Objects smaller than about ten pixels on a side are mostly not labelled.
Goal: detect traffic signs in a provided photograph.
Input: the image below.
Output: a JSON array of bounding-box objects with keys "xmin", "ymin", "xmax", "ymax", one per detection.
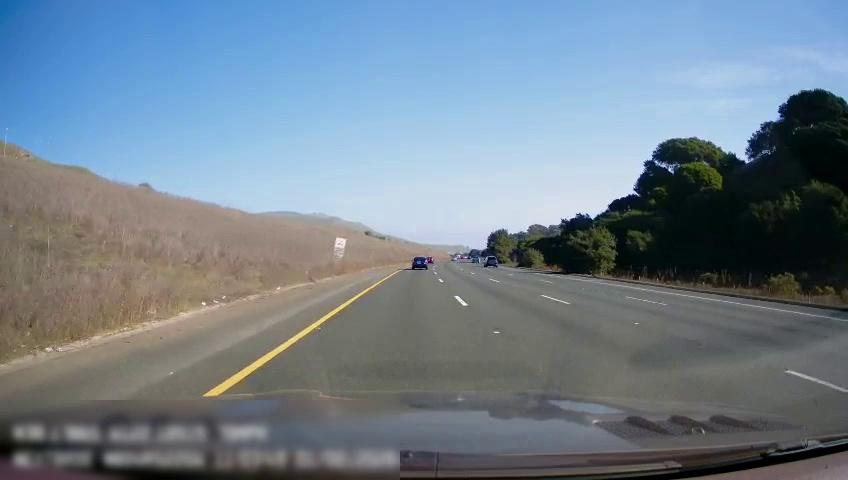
[
  {"xmin": 334, "ymin": 237, "xmax": 346, "ymax": 249},
  {"xmin": 334, "ymin": 248, "xmax": 345, "ymax": 261}
]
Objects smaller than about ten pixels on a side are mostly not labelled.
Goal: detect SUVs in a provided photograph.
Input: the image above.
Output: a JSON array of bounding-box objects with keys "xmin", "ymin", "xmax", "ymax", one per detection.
[{"xmin": 482, "ymin": 255, "xmax": 499, "ymax": 268}]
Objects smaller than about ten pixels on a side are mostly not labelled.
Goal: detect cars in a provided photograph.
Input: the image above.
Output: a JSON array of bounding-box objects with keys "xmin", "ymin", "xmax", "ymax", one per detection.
[{"xmin": 411, "ymin": 256, "xmax": 428, "ymax": 270}]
